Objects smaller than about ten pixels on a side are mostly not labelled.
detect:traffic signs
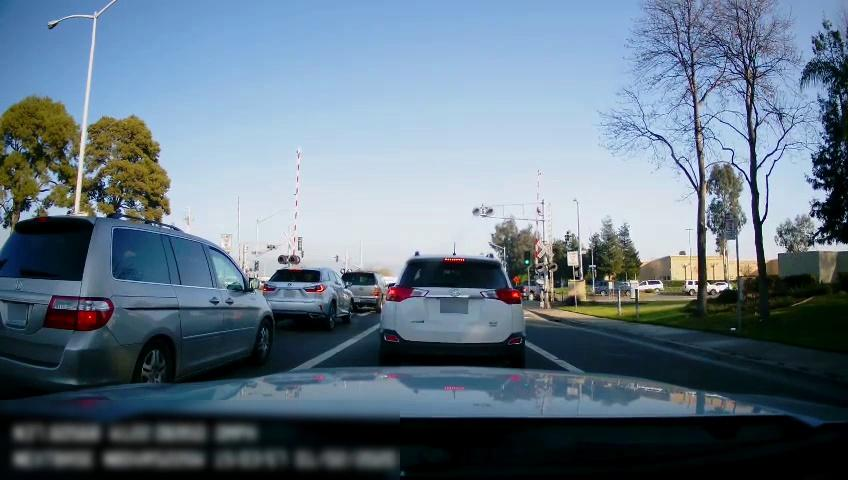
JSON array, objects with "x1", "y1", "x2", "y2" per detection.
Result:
[
  {"x1": 567, "y1": 251, "x2": 579, "y2": 267},
  {"x1": 536, "y1": 240, "x2": 555, "y2": 259}
]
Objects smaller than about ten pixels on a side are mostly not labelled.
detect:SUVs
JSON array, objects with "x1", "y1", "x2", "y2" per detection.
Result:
[
  {"x1": 380, "y1": 252, "x2": 526, "y2": 363},
  {"x1": 263, "y1": 266, "x2": 354, "y2": 330},
  {"x1": 637, "y1": 279, "x2": 665, "y2": 293},
  {"x1": 340, "y1": 270, "x2": 388, "y2": 314},
  {"x1": 685, "y1": 279, "x2": 721, "y2": 297}
]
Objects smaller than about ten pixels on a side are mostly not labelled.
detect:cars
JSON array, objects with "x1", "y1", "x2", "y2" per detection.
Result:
[
  {"x1": 710, "y1": 281, "x2": 733, "y2": 294},
  {"x1": 595, "y1": 283, "x2": 627, "y2": 297},
  {"x1": 509, "y1": 284, "x2": 536, "y2": 301}
]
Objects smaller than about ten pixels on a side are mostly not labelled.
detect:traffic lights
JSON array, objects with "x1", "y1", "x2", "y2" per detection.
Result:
[
  {"x1": 563, "y1": 230, "x2": 570, "y2": 245},
  {"x1": 297, "y1": 237, "x2": 304, "y2": 252},
  {"x1": 288, "y1": 255, "x2": 300, "y2": 265},
  {"x1": 277, "y1": 255, "x2": 288, "y2": 265},
  {"x1": 523, "y1": 250, "x2": 530, "y2": 265}
]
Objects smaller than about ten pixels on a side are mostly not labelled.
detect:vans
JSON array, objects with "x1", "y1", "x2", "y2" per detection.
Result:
[{"x1": 0, "y1": 212, "x2": 276, "y2": 392}]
